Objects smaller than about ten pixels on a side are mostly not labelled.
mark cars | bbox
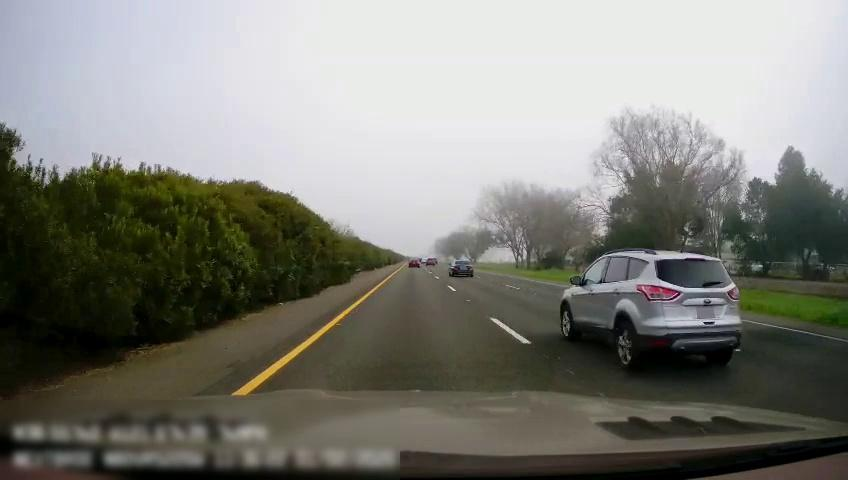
[448,260,474,279]
[407,259,420,269]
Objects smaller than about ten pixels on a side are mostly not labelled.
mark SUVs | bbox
[425,258,435,267]
[557,251,742,371]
